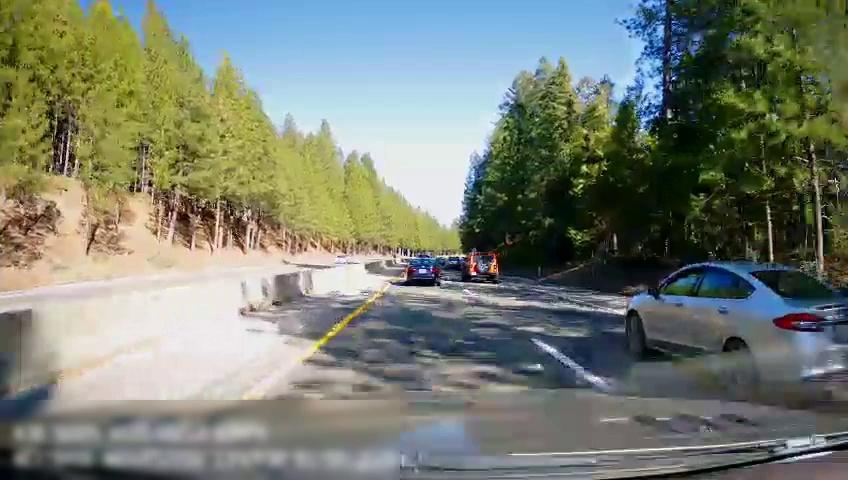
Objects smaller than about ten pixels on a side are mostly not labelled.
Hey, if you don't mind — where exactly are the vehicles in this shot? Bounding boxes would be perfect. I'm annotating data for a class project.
[402,257,440,287]
[463,252,497,281]
[446,257,460,269]
[622,260,848,400]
